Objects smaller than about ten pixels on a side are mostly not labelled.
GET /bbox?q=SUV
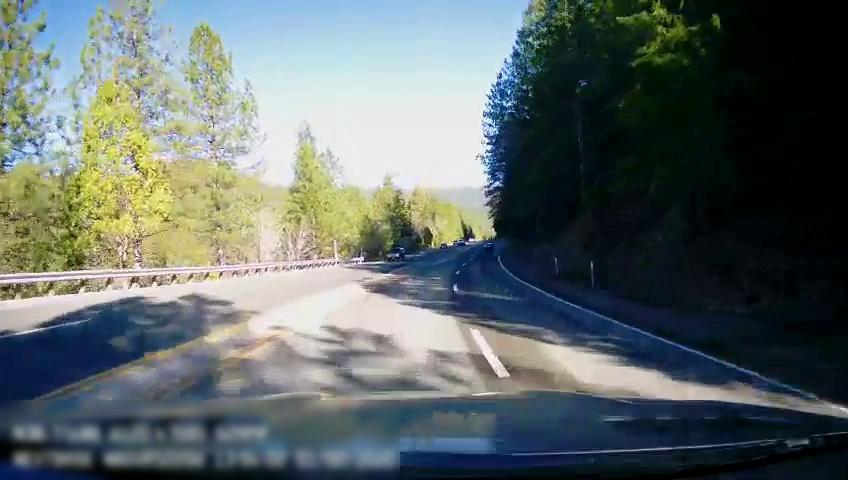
[385,247,409,262]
